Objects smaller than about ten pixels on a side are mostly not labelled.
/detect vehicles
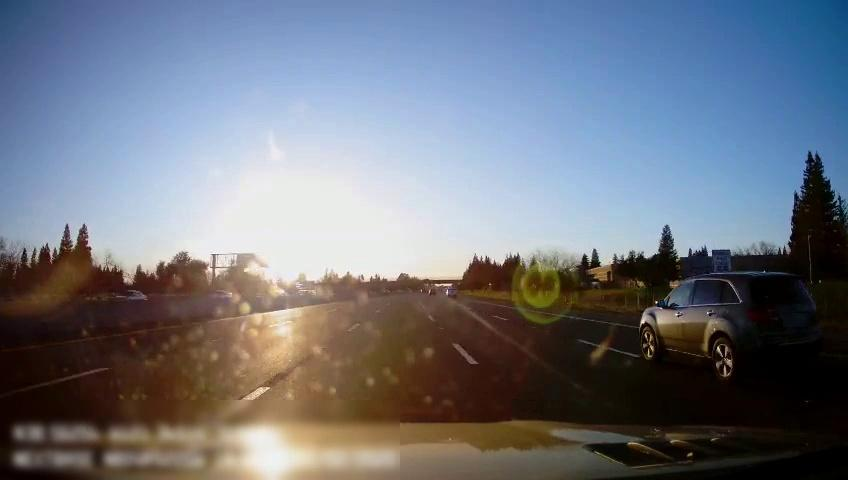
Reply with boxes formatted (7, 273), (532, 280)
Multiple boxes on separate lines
(208, 289), (233, 299)
(638, 271), (825, 387)
(110, 289), (147, 302)
(445, 287), (458, 299)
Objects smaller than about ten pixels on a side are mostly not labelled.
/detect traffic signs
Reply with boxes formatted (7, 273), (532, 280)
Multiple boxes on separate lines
(711, 249), (732, 273)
